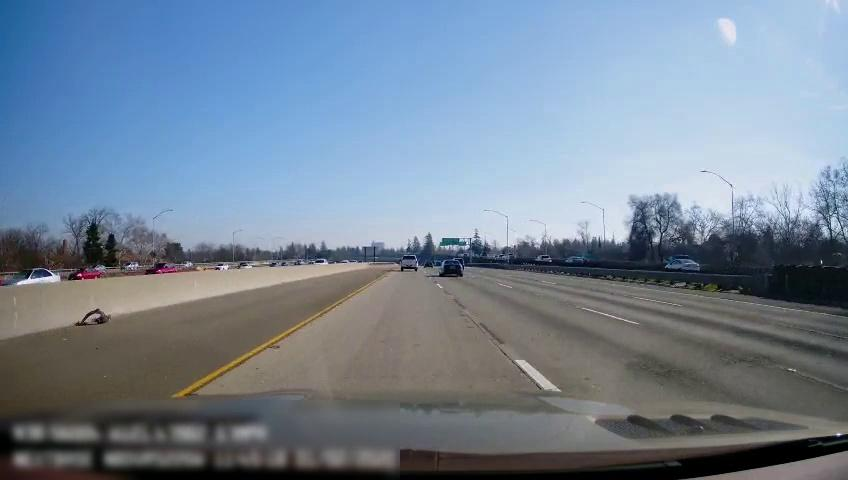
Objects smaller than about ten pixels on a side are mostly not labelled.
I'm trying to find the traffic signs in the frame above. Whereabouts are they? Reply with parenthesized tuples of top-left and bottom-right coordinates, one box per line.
(361, 245, 377, 258)
(576, 251, 591, 258)
(441, 237, 459, 246)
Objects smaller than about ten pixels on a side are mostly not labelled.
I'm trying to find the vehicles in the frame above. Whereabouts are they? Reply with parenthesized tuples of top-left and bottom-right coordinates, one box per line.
(68, 267, 104, 281)
(438, 259, 464, 278)
(89, 264, 106, 272)
(238, 262, 254, 270)
(312, 257, 329, 266)
(144, 262, 177, 276)
(663, 255, 690, 265)
(664, 258, 701, 273)
(120, 261, 139, 271)
(536, 254, 553, 263)
(453, 257, 465, 270)
(400, 254, 419, 272)
(293, 259, 305, 266)
(213, 263, 230, 271)
(567, 256, 584, 264)
(3, 267, 61, 287)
